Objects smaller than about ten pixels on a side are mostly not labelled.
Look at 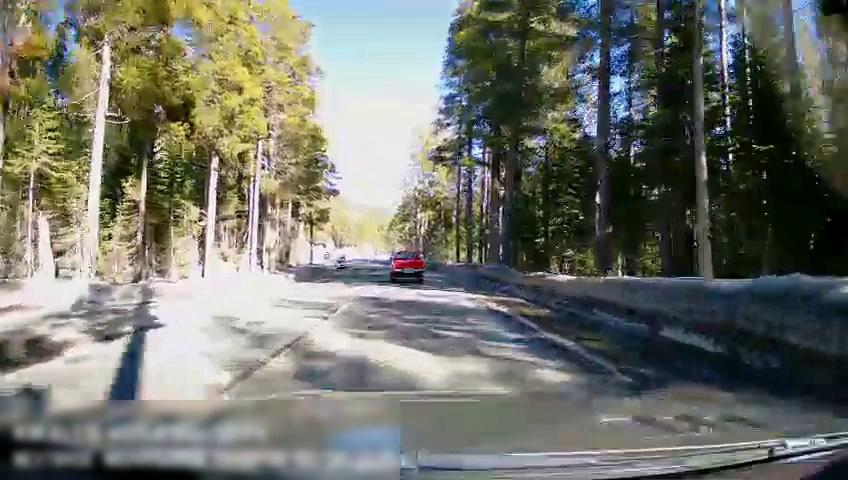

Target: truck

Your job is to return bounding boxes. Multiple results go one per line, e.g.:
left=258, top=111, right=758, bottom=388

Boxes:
left=390, top=250, right=426, bottom=284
